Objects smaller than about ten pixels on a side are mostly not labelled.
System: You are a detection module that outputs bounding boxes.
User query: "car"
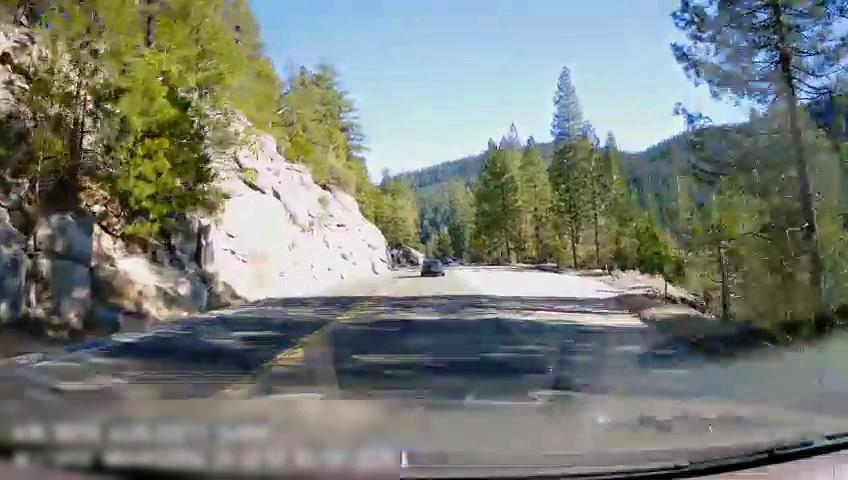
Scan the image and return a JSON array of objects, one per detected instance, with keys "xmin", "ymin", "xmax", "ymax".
[{"xmin": 420, "ymin": 259, "xmax": 443, "ymax": 277}]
